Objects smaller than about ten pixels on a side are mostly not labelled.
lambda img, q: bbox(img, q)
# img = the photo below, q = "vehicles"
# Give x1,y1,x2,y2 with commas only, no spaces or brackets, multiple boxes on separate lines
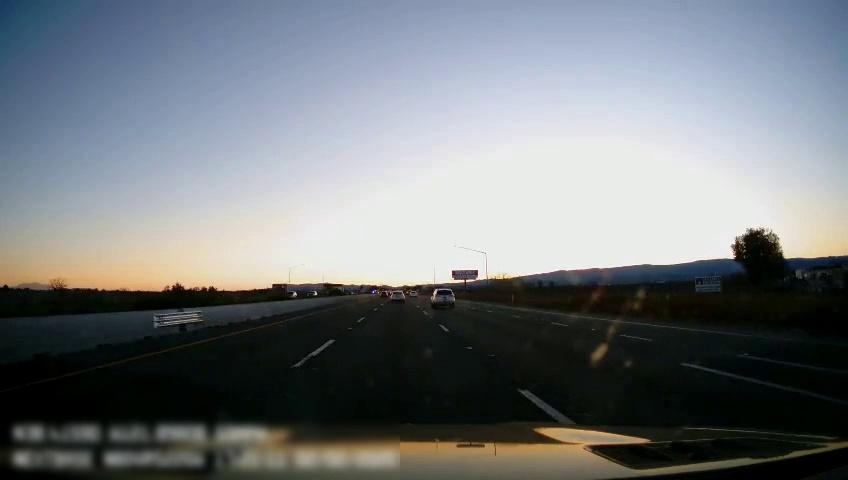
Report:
390,291,406,303
287,291,298,299
429,288,456,310
307,290,318,297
